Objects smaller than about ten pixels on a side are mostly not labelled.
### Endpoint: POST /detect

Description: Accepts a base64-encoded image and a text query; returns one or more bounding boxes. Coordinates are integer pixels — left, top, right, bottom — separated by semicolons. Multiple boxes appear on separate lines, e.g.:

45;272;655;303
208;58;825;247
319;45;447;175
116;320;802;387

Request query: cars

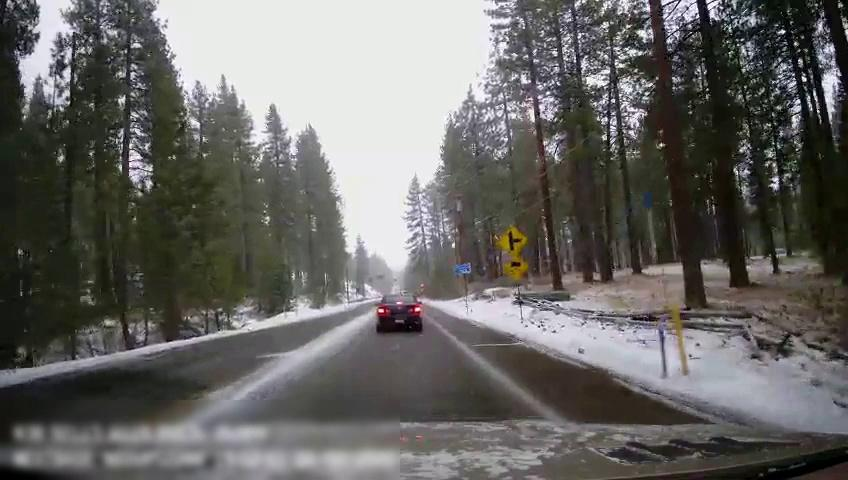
375;290;424;335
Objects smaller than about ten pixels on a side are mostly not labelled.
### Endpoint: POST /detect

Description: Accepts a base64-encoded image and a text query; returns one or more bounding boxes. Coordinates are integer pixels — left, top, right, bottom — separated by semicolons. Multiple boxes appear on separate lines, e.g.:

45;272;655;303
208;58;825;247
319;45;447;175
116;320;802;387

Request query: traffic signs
498;225;529;256
503;256;529;284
